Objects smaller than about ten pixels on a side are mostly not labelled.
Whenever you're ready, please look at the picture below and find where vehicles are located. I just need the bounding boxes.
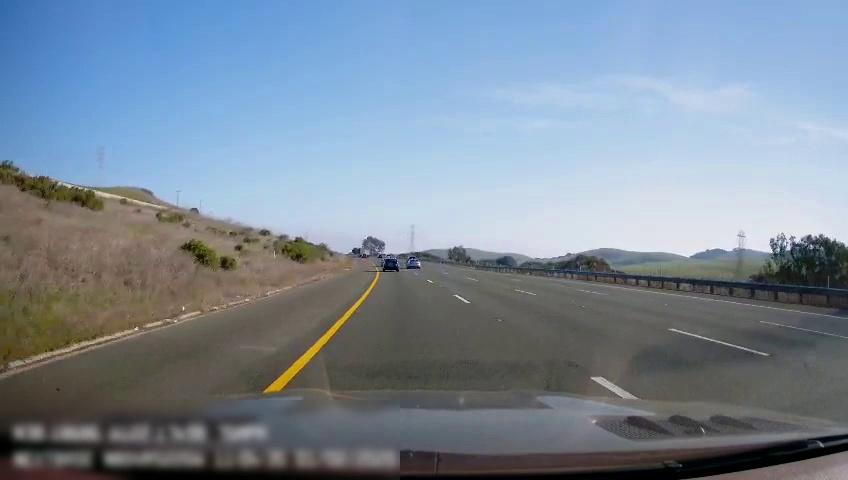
[383,259,399,272]
[381,257,390,267]
[405,259,421,270]
[405,256,417,263]
[358,249,371,257]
